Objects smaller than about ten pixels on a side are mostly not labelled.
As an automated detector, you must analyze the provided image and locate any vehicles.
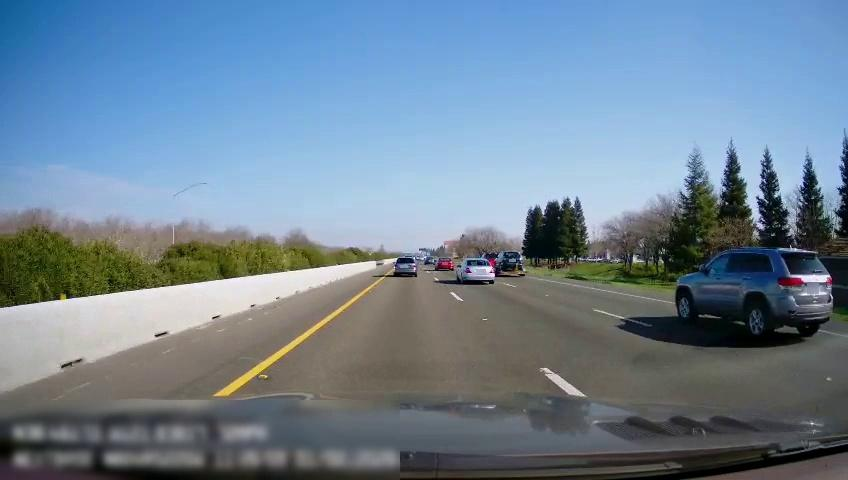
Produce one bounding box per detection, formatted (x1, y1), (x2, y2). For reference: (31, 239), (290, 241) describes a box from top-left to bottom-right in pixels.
(455, 258), (496, 286)
(434, 256), (455, 271)
(393, 256), (418, 277)
(482, 251), (527, 279)
(426, 257), (434, 265)
(673, 246), (835, 344)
